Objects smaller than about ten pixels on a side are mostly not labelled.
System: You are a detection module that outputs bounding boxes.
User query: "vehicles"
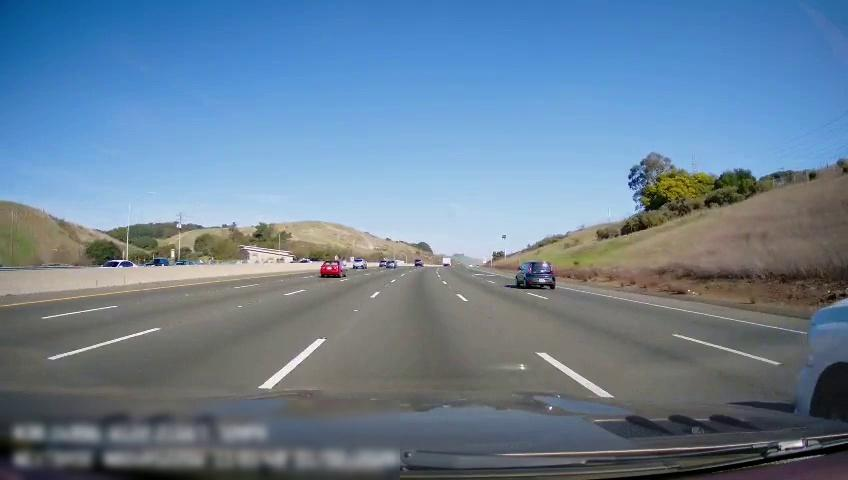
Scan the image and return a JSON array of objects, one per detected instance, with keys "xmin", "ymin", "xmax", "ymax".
[
  {"xmin": 97, "ymin": 259, "xmax": 138, "ymax": 268},
  {"xmin": 386, "ymin": 260, "xmax": 398, "ymax": 269},
  {"xmin": 145, "ymin": 257, "xmax": 170, "ymax": 267},
  {"xmin": 352, "ymin": 257, "xmax": 367, "ymax": 270},
  {"xmin": 175, "ymin": 260, "xmax": 193, "ymax": 266},
  {"xmin": 319, "ymin": 260, "xmax": 347, "ymax": 279},
  {"xmin": 299, "ymin": 258, "xmax": 313, "ymax": 263},
  {"xmin": 514, "ymin": 260, "xmax": 556, "ymax": 290},
  {"xmin": 795, "ymin": 298, "xmax": 848, "ymax": 424},
  {"xmin": 414, "ymin": 259, "xmax": 424, "ymax": 267}
]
